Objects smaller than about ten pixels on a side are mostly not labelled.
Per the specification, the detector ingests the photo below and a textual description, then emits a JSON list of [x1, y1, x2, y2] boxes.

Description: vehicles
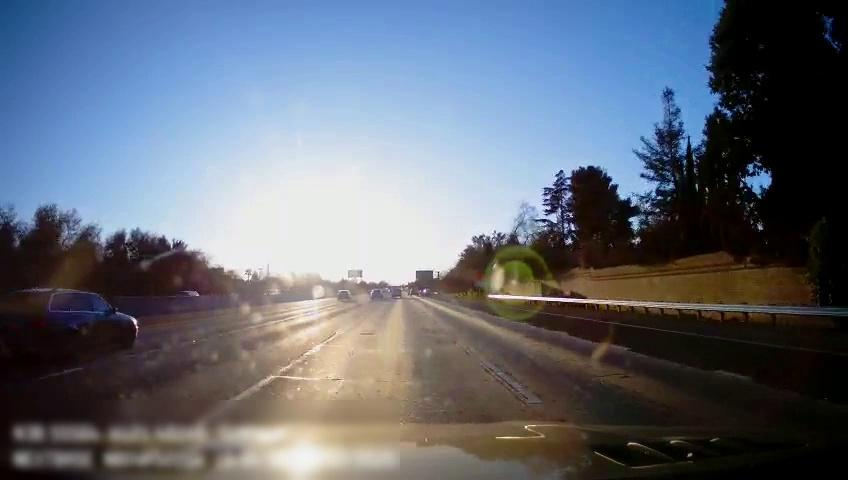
[[263, 289, 281, 298], [391, 288, 403, 299], [369, 288, 385, 301], [336, 289, 353, 301], [0, 288, 139, 370], [169, 290, 200, 297]]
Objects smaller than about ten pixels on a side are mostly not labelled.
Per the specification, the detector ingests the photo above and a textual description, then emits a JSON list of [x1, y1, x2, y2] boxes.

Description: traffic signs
[[348, 269, 363, 278], [416, 270, 433, 283]]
